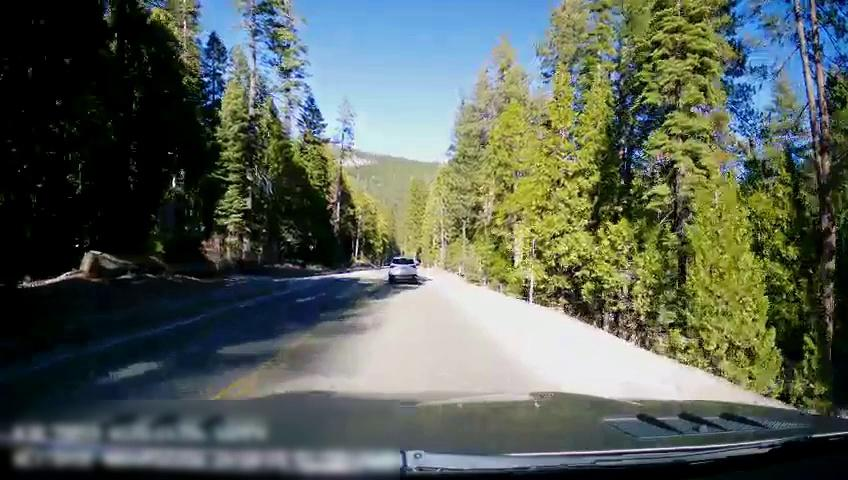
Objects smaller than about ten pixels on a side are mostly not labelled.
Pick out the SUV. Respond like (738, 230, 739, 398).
(388, 256, 420, 284)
